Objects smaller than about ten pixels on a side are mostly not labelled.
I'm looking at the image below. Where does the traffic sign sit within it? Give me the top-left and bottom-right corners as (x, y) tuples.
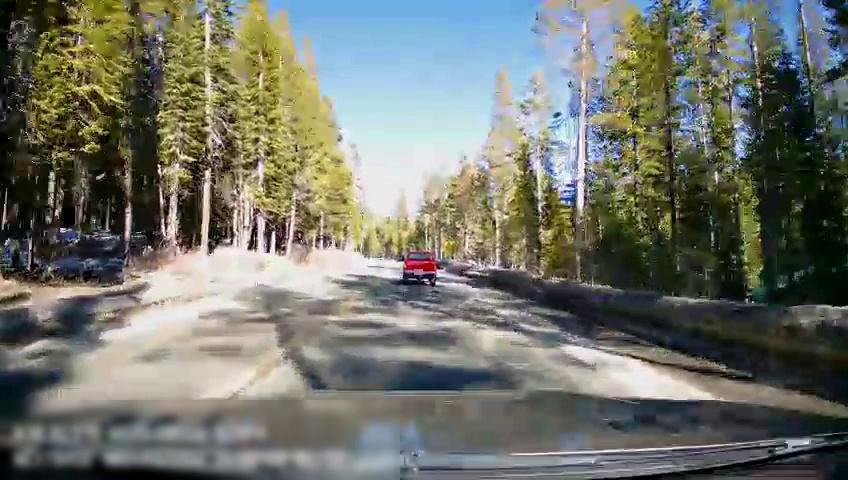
(443, 239), (455, 249)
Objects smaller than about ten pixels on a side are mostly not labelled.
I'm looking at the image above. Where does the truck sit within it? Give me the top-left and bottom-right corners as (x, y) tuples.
(401, 249), (438, 285)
